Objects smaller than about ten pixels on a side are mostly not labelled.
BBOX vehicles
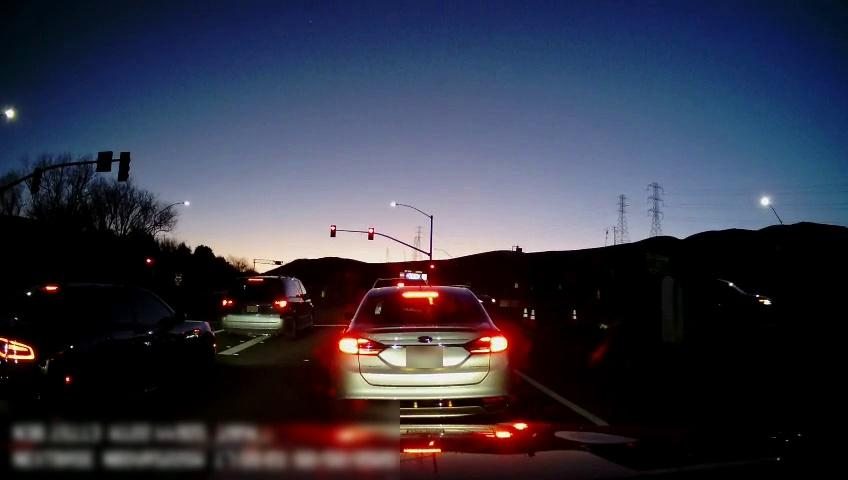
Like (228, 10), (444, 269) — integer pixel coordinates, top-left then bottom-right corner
(683, 278), (774, 314)
(372, 278), (433, 299)
(0, 280), (219, 446)
(334, 285), (513, 426)
(445, 284), (500, 314)
(219, 275), (314, 339)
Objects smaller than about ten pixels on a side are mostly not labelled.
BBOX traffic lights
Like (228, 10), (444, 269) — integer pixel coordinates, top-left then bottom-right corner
(117, 151), (131, 182)
(329, 224), (337, 239)
(30, 166), (43, 195)
(367, 227), (375, 241)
